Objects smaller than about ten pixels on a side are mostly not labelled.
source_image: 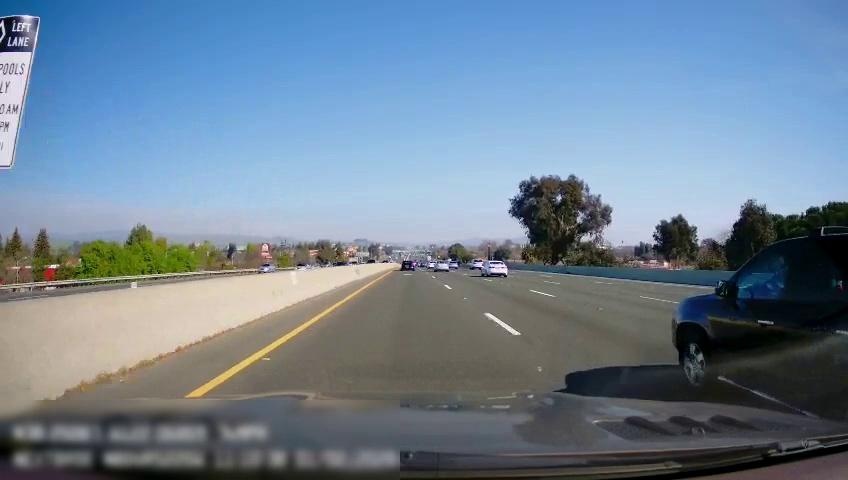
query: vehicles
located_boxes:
[449,261,459,270]
[401,260,415,271]
[669,233,848,424]
[348,256,359,266]
[333,260,347,267]
[321,261,333,268]
[259,263,275,273]
[480,260,508,278]
[293,263,311,270]
[469,259,484,270]
[434,260,450,272]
